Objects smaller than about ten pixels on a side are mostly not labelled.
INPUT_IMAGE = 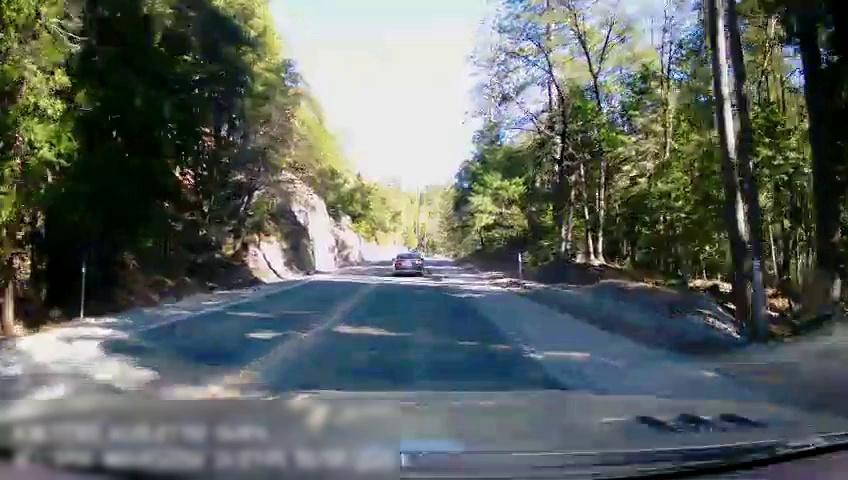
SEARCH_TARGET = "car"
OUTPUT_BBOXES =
[391,252,425,278]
